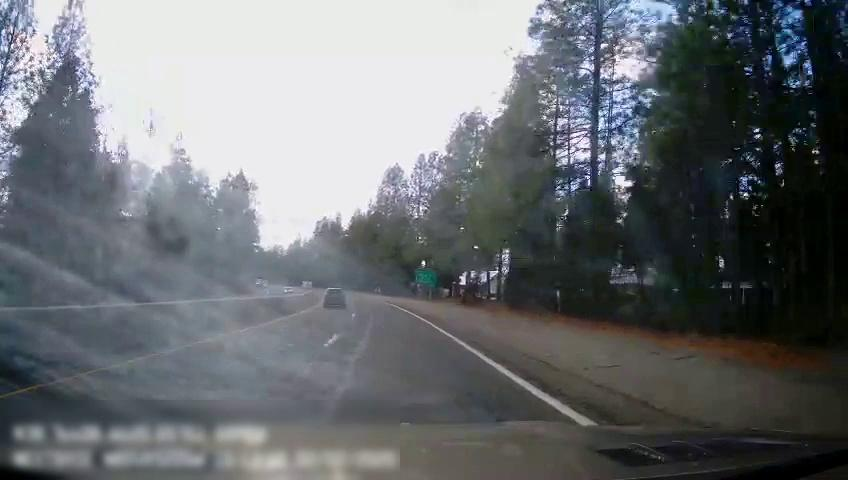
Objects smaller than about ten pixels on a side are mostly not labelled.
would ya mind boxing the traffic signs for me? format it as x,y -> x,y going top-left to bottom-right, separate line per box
415,269 -> 436,285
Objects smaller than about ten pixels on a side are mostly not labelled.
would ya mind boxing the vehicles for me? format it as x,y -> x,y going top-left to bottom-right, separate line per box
323,288 -> 346,310
301,280 -> 313,291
